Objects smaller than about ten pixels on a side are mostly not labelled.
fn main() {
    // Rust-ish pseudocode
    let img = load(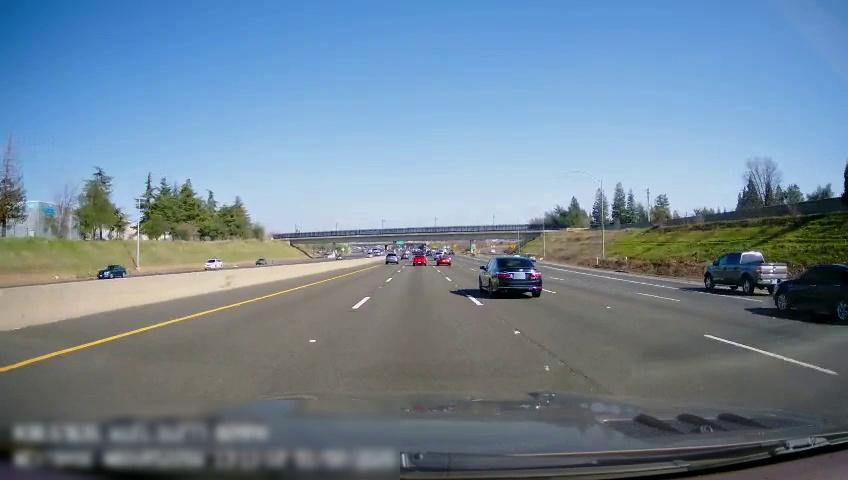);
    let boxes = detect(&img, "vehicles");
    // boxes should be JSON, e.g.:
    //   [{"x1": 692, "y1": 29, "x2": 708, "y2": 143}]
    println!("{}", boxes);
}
[
  {"x1": 255, "y1": 258, "x2": 267, "y2": 266},
  {"x1": 771, "y1": 263, "x2": 848, "y2": 325},
  {"x1": 436, "y1": 255, "x2": 451, "y2": 266},
  {"x1": 96, "y1": 264, "x2": 129, "y2": 279},
  {"x1": 203, "y1": 259, "x2": 223, "y2": 271},
  {"x1": 476, "y1": 255, "x2": 542, "y2": 299},
  {"x1": 385, "y1": 252, "x2": 400, "y2": 265},
  {"x1": 411, "y1": 254, "x2": 427, "y2": 266},
  {"x1": 433, "y1": 251, "x2": 444, "y2": 260},
  {"x1": 703, "y1": 251, "x2": 788, "y2": 296}
]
